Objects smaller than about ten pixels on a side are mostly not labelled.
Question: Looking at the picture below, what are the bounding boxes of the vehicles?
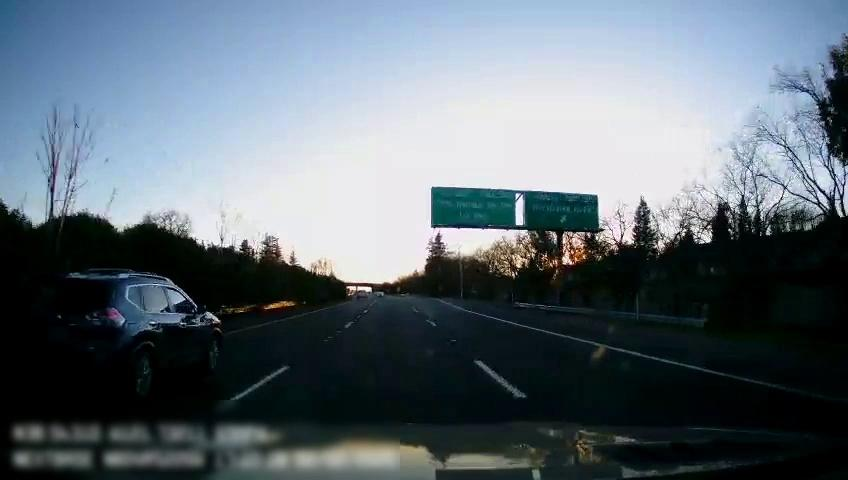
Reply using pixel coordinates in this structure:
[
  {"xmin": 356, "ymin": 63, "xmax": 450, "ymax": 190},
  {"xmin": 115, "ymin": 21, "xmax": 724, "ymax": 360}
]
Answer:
[
  {"xmin": 356, "ymin": 290, "xmax": 367, "ymax": 300},
  {"xmin": 37, "ymin": 268, "xmax": 224, "ymax": 405}
]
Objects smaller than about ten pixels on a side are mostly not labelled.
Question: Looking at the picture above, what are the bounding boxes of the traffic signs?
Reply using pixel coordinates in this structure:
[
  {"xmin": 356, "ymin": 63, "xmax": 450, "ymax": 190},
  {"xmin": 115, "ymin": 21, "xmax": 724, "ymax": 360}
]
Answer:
[
  {"xmin": 523, "ymin": 191, "xmax": 601, "ymax": 234},
  {"xmin": 431, "ymin": 186, "xmax": 517, "ymax": 230}
]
